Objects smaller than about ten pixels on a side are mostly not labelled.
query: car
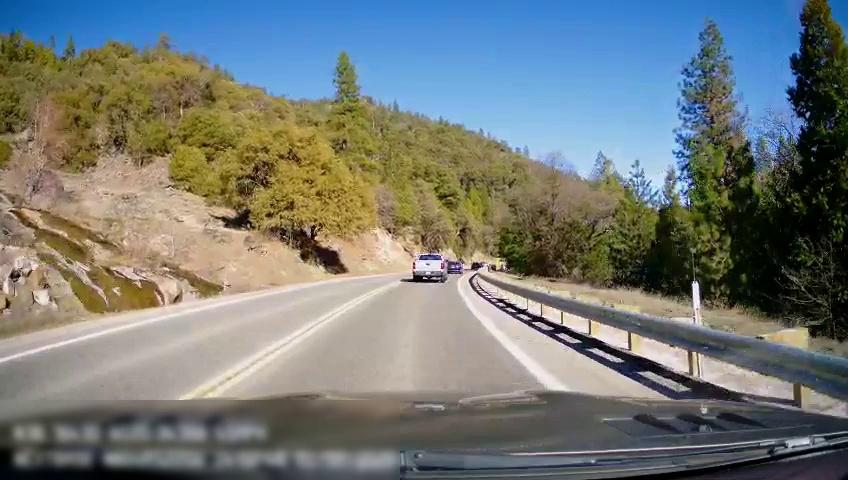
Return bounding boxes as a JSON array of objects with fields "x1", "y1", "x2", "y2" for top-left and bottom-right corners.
[{"x1": 446, "y1": 259, "x2": 465, "y2": 275}]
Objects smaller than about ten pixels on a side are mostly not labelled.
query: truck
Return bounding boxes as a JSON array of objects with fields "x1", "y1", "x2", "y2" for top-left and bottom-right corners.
[{"x1": 412, "y1": 252, "x2": 447, "y2": 283}]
